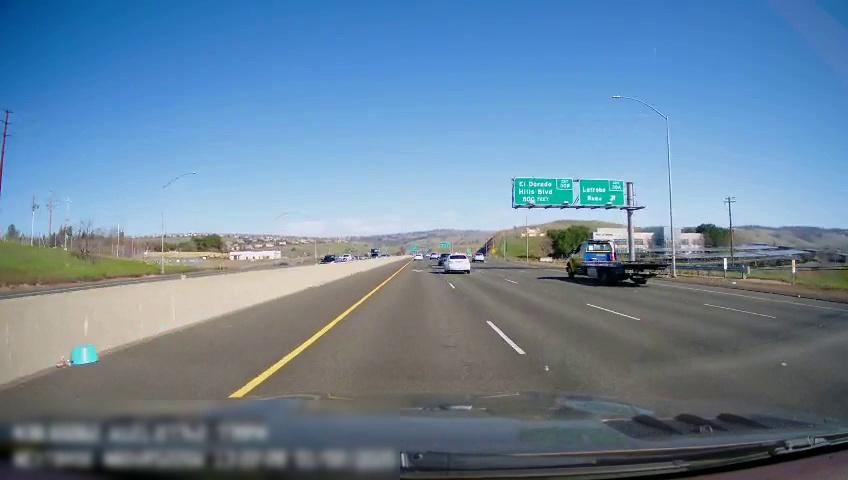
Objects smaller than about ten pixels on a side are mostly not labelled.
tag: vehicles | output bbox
[414,253,424,261]
[438,252,450,266]
[444,253,470,274]
[341,254,355,262]
[472,252,485,263]
[320,255,336,264]
[564,240,673,285]
[370,249,381,258]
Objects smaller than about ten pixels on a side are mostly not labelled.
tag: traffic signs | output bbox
[578,177,625,207]
[513,176,575,206]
